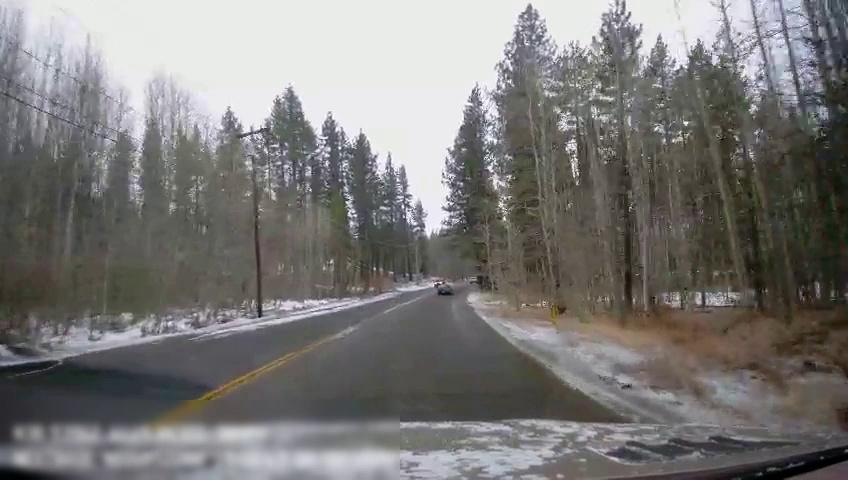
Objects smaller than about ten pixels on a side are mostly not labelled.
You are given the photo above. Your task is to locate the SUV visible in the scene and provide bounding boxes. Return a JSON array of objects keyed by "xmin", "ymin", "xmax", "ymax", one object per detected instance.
[{"xmin": 437, "ymin": 283, "xmax": 453, "ymax": 296}]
